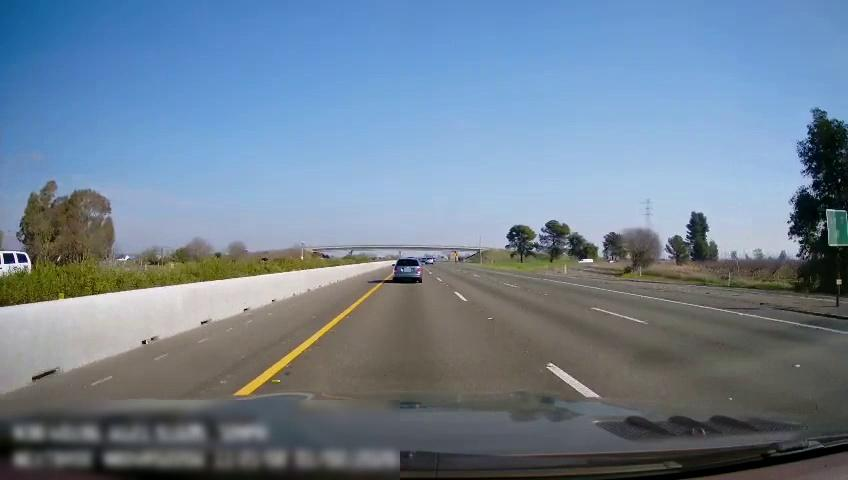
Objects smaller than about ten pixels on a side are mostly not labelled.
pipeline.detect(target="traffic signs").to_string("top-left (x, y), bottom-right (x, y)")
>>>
top-left (826, 209), bottom-right (848, 247)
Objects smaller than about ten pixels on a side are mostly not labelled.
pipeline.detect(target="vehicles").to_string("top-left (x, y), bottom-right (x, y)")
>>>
top-left (578, 258), bottom-right (594, 265)
top-left (391, 257), bottom-right (425, 284)
top-left (0, 250), bottom-right (32, 278)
